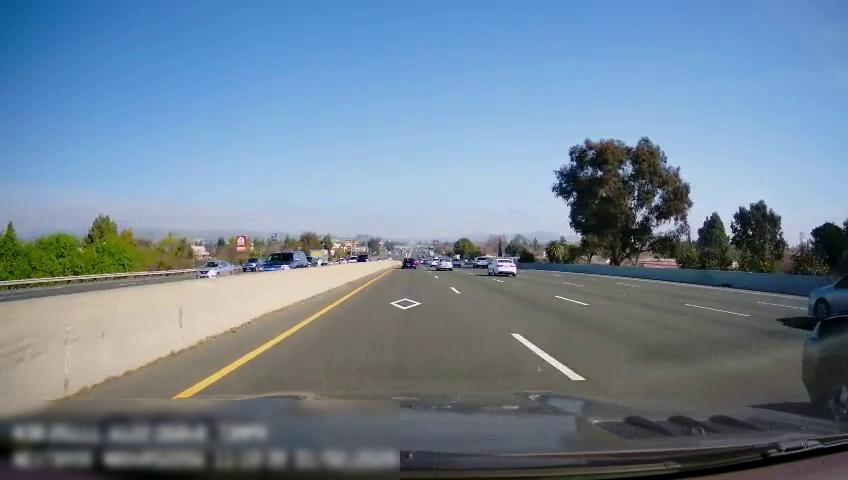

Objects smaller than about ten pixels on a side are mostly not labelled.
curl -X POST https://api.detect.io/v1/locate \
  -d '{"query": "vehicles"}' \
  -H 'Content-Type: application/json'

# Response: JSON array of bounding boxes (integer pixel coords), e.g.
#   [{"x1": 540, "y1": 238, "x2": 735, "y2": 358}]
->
[
  {"x1": 486, "y1": 257, "x2": 517, "y2": 277},
  {"x1": 243, "y1": 258, "x2": 265, "y2": 272},
  {"x1": 452, "y1": 259, "x2": 462, "y2": 268},
  {"x1": 196, "y1": 260, "x2": 233, "y2": 280},
  {"x1": 799, "y1": 314, "x2": 848, "y2": 415},
  {"x1": 305, "y1": 255, "x2": 320, "y2": 268},
  {"x1": 807, "y1": 275, "x2": 848, "y2": 321},
  {"x1": 335, "y1": 257, "x2": 348, "y2": 265},
  {"x1": 401, "y1": 258, "x2": 416, "y2": 269},
  {"x1": 259, "y1": 251, "x2": 310, "y2": 273},
  {"x1": 436, "y1": 258, "x2": 452, "y2": 271},
  {"x1": 309, "y1": 249, "x2": 329, "y2": 267},
  {"x1": 348, "y1": 254, "x2": 358, "y2": 264},
  {"x1": 472, "y1": 256, "x2": 489, "y2": 268}
]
